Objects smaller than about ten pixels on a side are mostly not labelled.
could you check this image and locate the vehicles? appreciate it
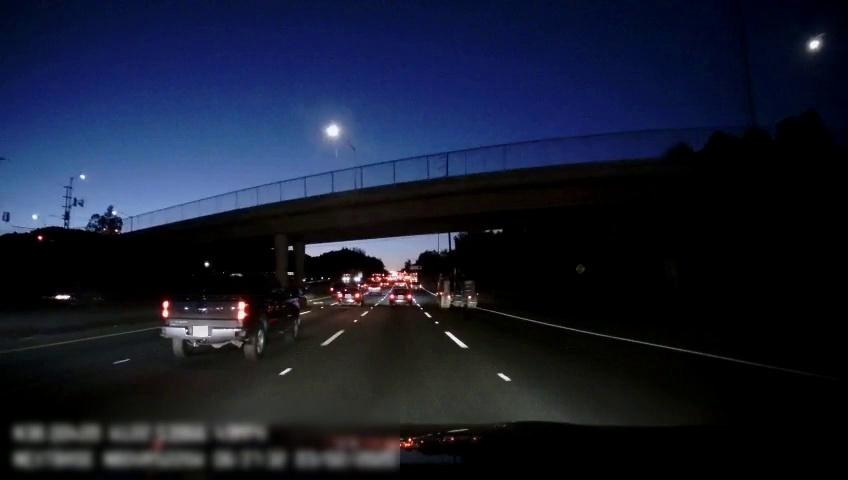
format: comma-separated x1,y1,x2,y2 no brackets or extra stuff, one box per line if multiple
388,287,413,308
367,283,383,297
159,276,302,362
41,284,107,311
336,285,364,309
437,273,477,311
